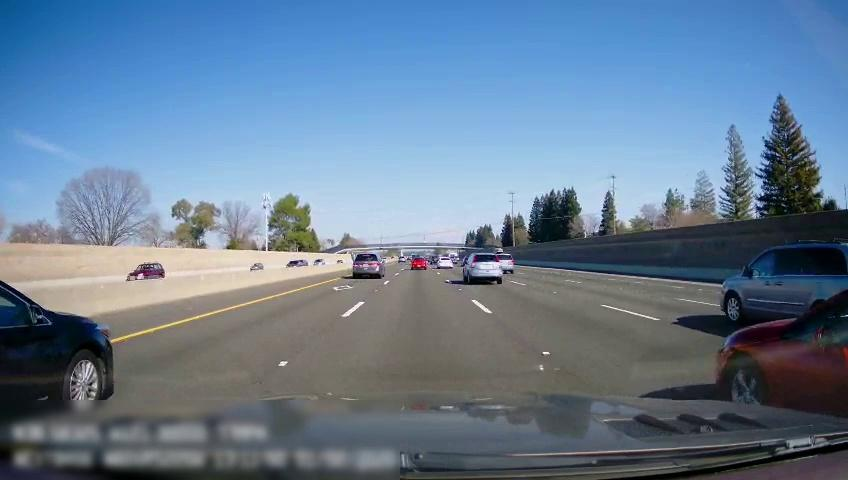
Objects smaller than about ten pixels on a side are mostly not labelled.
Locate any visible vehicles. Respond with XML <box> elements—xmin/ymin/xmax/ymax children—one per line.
<box><xmin>462</xmin><ymin>255</ymin><xmax>471</xmax><ymax>266</ymax></box>
<box><xmin>296</xmin><ymin>259</ymin><xmax>309</xmax><ymax>267</ymax></box>
<box><xmin>125</xmin><ymin>261</ymin><xmax>166</xmax><ymax>282</ymax></box>
<box><xmin>714</xmin><ymin>289</ymin><xmax>848</xmax><ymax>421</ymax></box>
<box><xmin>436</xmin><ymin>256</ymin><xmax>454</xmax><ymax>270</ymax></box>
<box><xmin>491</xmin><ymin>247</ymin><xmax>515</xmax><ymax>275</ymax></box>
<box><xmin>719</xmin><ymin>237</ymin><xmax>848</xmax><ymax>325</ymax></box>
<box><xmin>410</xmin><ymin>257</ymin><xmax>428</xmax><ymax>271</ymax></box>
<box><xmin>352</xmin><ymin>252</ymin><xmax>385</xmax><ymax>279</ymax></box>
<box><xmin>312</xmin><ymin>258</ymin><xmax>326</xmax><ymax>267</ymax></box>
<box><xmin>249</xmin><ymin>262</ymin><xmax>265</xmax><ymax>272</ymax></box>
<box><xmin>285</xmin><ymin>260</ymin><xmax>302</xmax><ymax>269</ymax></box>
<box><xmin>460</xmin><ymin>252</ymin><xmax>504</xmax><ymax>285</ymax></box>
<box><xmin>0</xmin><ymin>277</ymin><xmax>114</xmax><ymax>427</ymax></box>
